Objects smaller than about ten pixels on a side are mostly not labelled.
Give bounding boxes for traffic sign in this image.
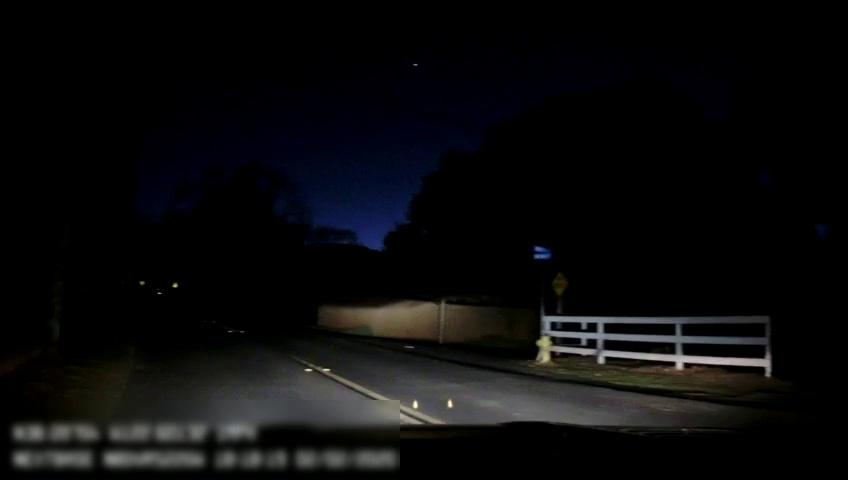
[552,272,569,295]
